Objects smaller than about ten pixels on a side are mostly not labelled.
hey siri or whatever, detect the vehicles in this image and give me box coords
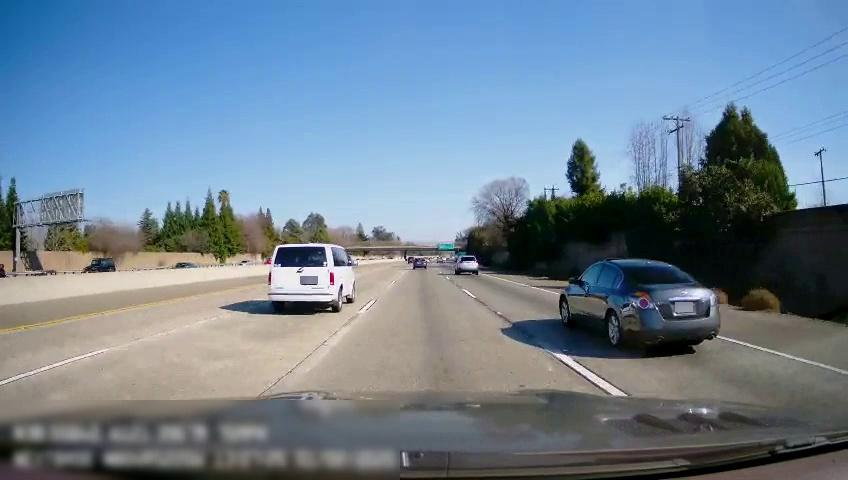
[174,261,192,269]
[82,257,117,273]
[412,257,427,270]
[0,263,7,278]
[267,243,357,314]
[454,255,479,275]
[558,259,720,349]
